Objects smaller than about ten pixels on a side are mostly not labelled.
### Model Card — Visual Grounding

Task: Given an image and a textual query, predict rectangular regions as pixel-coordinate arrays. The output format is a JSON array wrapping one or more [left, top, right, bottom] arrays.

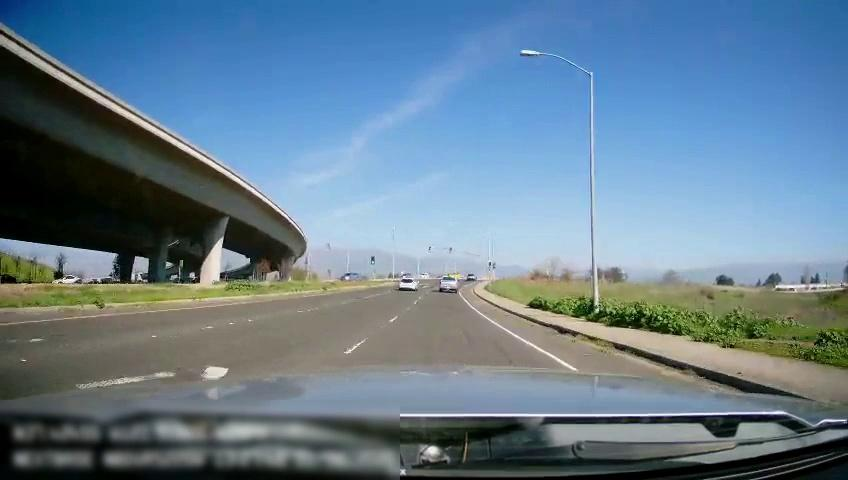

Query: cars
[[52, 274, 78, 284]]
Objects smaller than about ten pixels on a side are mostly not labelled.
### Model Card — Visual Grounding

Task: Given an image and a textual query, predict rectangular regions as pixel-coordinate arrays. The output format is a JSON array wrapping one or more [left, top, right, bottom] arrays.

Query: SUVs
[[399, 276, 420, 291], [341, 272, 361, 281]]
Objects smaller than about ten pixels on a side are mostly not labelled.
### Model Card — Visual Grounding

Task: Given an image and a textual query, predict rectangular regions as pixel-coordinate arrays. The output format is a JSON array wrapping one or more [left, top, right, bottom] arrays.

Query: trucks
[[439, 275, 458, 293]]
